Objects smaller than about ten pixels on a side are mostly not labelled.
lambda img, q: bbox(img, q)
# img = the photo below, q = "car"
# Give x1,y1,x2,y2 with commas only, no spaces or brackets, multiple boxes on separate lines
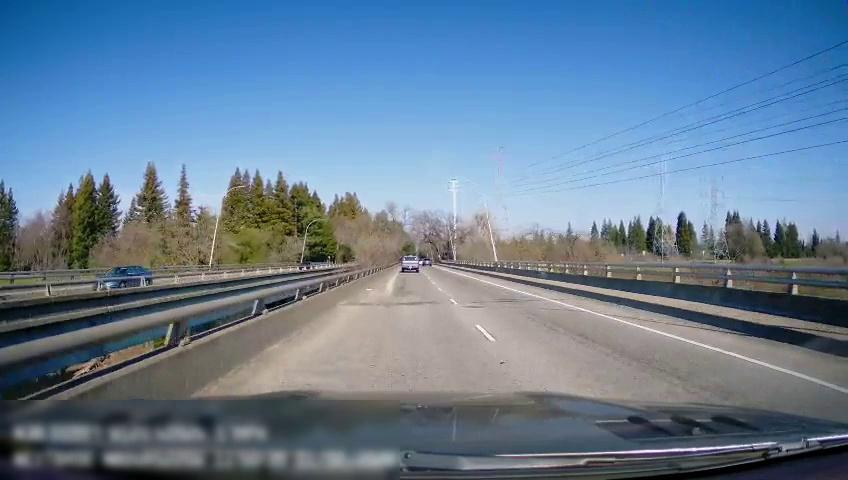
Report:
93,265,154,289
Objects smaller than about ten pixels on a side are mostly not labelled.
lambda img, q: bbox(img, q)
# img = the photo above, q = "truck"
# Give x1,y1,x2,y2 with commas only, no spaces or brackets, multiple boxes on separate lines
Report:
400,255,420,272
